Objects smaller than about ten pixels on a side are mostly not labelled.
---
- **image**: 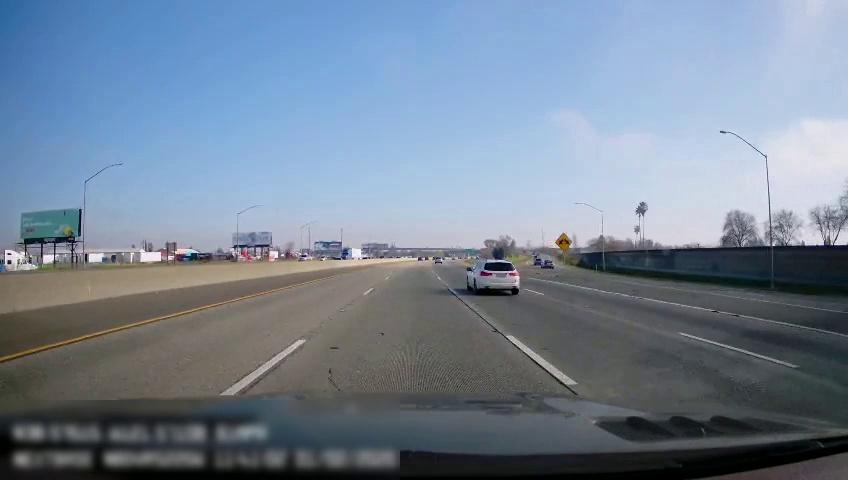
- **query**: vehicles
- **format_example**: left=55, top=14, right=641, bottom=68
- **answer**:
left=465, top=259, right=521, bottom=296
left=297, top=254, right=313, bottom=262
left=533, top=257, right=543, bottom=265
left=541, top=260, right=555, bottom=270
left=340, top=247, right=362, bottom=261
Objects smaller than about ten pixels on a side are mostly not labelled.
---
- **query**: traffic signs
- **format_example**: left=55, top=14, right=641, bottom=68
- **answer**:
left=555, top=232, right=573, bottom=253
